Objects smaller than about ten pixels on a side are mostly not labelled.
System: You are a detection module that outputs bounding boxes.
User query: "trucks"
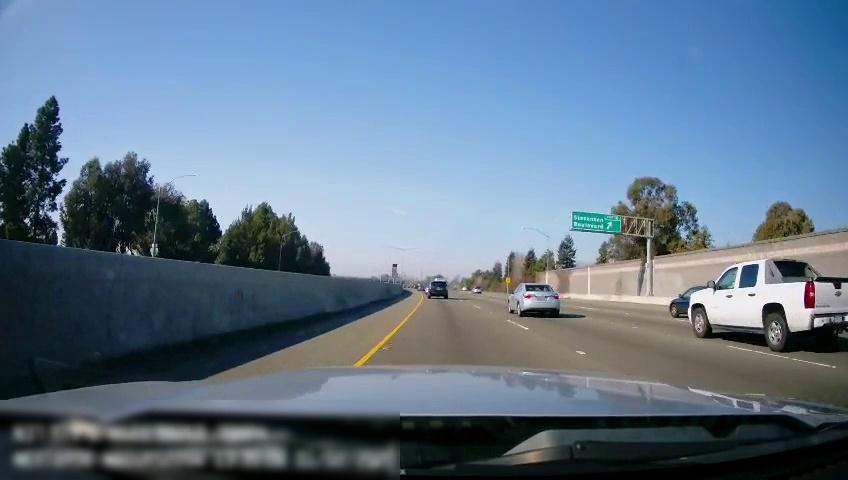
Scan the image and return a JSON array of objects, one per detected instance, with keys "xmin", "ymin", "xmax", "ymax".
[{"xmin": 688, "ymin": 258, "xmax": 848, "ymax": 353}]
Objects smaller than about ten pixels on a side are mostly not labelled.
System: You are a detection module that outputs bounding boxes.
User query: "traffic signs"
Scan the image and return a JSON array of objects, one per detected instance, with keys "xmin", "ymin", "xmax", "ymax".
[
  {"xmin": 572, "ymin": 210, "xmax": 622, "ymax": 234},
  {"xmin": 391, "ymin": 264, "xmax": 398, "ymax": 280}
]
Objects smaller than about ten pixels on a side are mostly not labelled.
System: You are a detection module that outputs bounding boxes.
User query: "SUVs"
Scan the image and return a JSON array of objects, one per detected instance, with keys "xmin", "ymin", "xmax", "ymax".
[{"xmin": 427, "ymin": 280, "xmax": 449, "ymax": 299}]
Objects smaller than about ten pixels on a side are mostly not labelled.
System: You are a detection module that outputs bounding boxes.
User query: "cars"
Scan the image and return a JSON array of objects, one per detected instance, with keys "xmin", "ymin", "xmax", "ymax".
[
  {"xmin": 508, "ymin": 283, "xmax": 560, "ymax": 317},
  {"xmin": 668, "ymin": 286, "xmax": 705, "ymax": 318}
]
